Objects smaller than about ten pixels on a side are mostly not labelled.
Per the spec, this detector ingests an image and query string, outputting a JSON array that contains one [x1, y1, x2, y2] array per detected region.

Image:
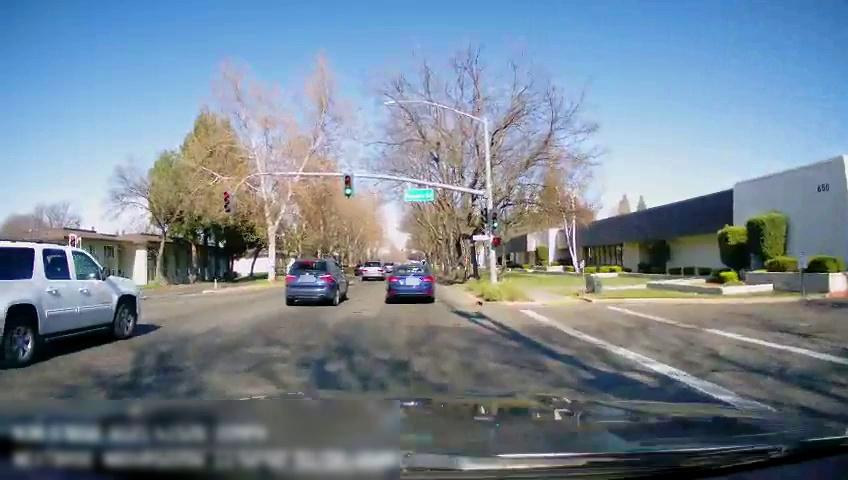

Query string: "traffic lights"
[[492, 235, 502, 247], [223, 191, 233, 213], [492, 212, 498, 230], [480, 207, 488, 224], [343, 174, 353, 200]]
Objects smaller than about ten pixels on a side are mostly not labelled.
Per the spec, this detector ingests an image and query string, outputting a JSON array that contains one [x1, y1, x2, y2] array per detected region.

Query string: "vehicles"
[[285, 258, 350, 307], [383, 263, 395, 272], [387, 260, 436, 305], [335, 258, 350, 275], [360, 261, 387, 282], [0, 241, 145, 368]]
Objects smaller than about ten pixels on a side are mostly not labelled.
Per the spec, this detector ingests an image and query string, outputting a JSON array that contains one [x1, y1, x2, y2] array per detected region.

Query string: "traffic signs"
[[472, 234, 492, 241], [486, 223, 493, 234], [405, 187, 434, 202]]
